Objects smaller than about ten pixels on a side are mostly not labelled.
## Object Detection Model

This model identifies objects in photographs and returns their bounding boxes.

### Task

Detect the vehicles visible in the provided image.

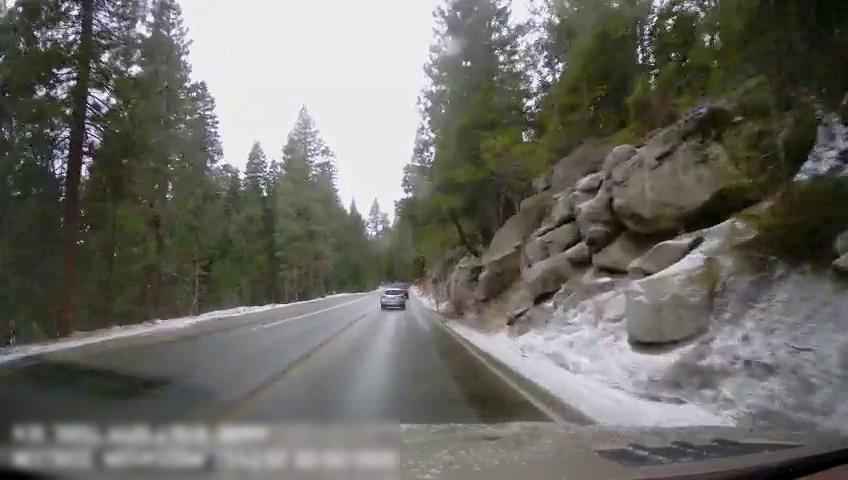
[381,287,406,310]
[392,284,410,299]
